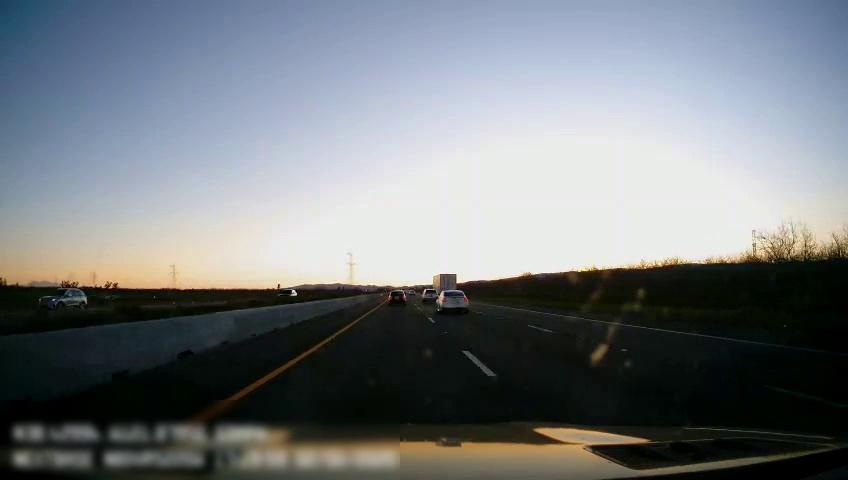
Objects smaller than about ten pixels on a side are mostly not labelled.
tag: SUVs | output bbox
[38,287,88,311]
[421,288,439,304]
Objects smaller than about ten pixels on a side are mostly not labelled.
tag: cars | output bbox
[277,288,298,297]
[388,289,407,307]
[436,289,470,314]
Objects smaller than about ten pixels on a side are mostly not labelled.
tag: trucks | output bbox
[433,273,457,295]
